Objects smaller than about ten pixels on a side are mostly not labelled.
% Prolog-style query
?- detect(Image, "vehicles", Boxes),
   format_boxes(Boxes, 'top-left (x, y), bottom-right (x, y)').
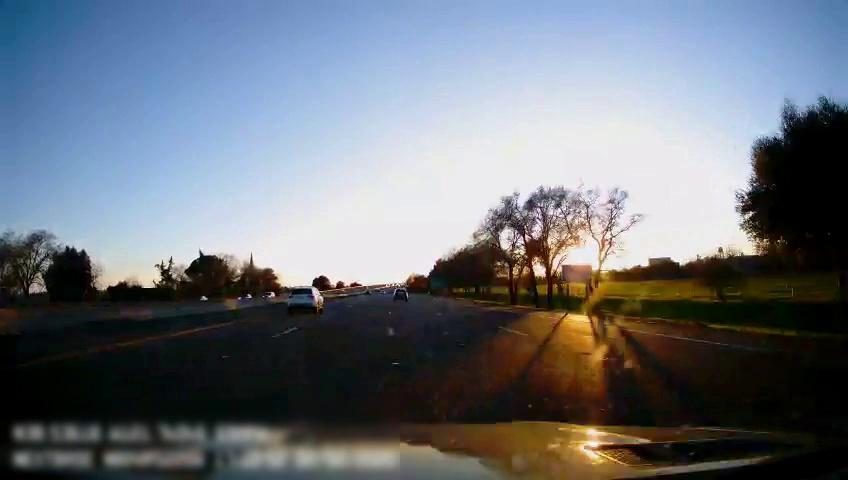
top-left (392, 288), bottom-right (409, 302)
top-left (261, 291), bottom-right (276, 300)
top-left (194, 295), bottom-right (208, 302)
top-left (237, 293), bottom-right (254, 300)
top-left (286, 286), bottom-right (326, 317)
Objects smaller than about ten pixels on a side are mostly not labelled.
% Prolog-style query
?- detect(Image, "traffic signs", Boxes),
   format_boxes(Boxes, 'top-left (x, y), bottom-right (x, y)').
top-left (561, 263), bottom-right (592, 284)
